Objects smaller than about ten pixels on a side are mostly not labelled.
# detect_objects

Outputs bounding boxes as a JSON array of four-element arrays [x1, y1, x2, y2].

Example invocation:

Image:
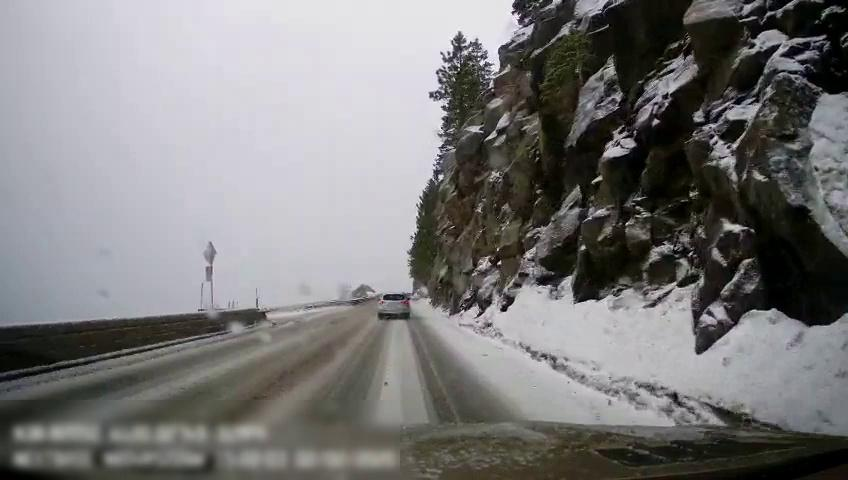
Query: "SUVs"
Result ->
[[376, 292, 412, 320]]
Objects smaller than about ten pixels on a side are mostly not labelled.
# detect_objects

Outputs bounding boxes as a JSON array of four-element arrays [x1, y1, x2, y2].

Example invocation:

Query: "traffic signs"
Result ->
[[204, 266, 213, 283], [204, 242, 216, 265]]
